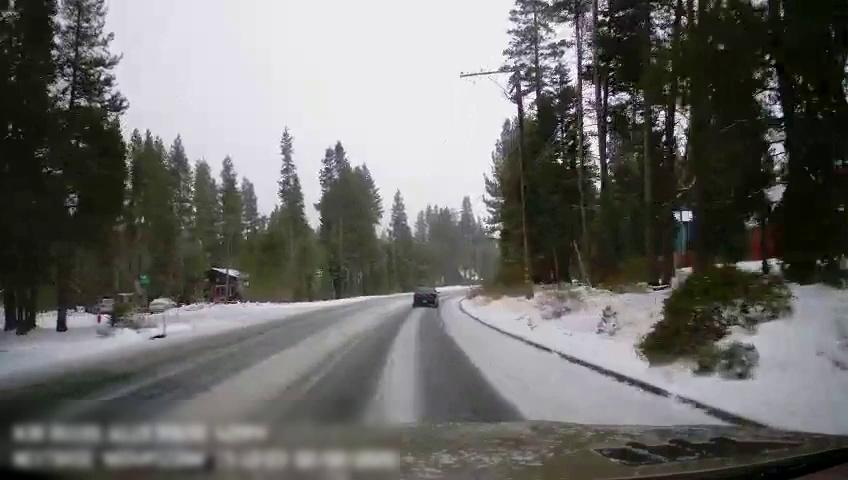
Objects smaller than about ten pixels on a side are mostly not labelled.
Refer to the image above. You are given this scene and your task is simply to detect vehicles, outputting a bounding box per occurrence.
[91,298,116,316]
[412,286,440,308]
[148,297,178,315]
